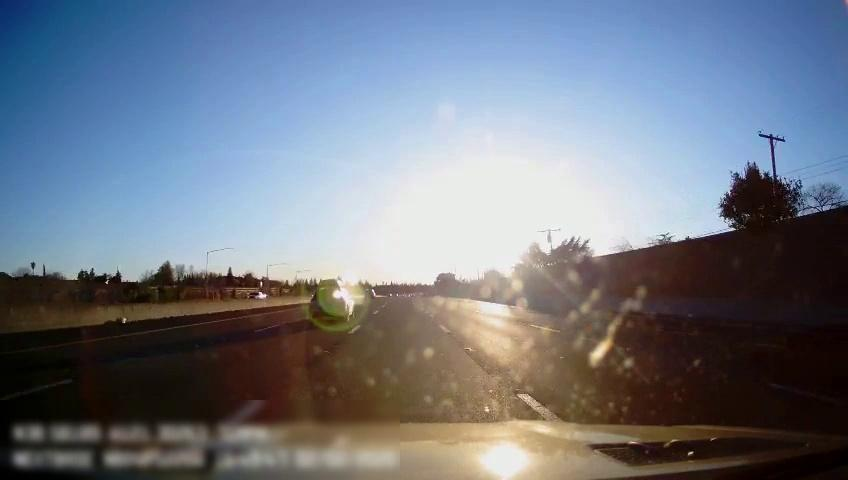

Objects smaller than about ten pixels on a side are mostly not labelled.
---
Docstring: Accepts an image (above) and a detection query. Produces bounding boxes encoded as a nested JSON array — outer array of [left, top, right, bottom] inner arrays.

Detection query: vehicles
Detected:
[[364, 289, 376, 299], [246, 291, 267, 301], [309, 278, 356, 325]]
